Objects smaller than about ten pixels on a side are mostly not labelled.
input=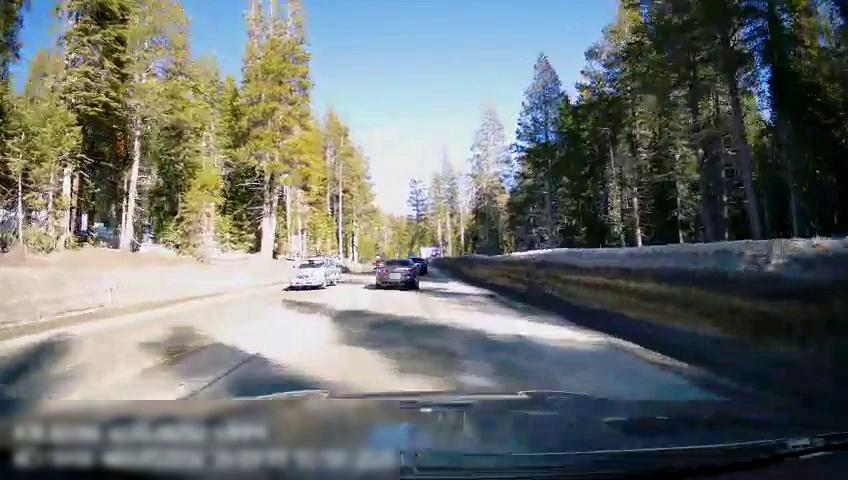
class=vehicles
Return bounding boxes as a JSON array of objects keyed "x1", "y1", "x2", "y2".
[
  {"x1": 376, "y1": 258, "x2": 420, "y2": 289},
  {"x1": 288, "y1": 257, "x2": 338, "y2": 290},
  {"x1": 409, "y1": 257, "x2": 428, "y2": 275}
]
